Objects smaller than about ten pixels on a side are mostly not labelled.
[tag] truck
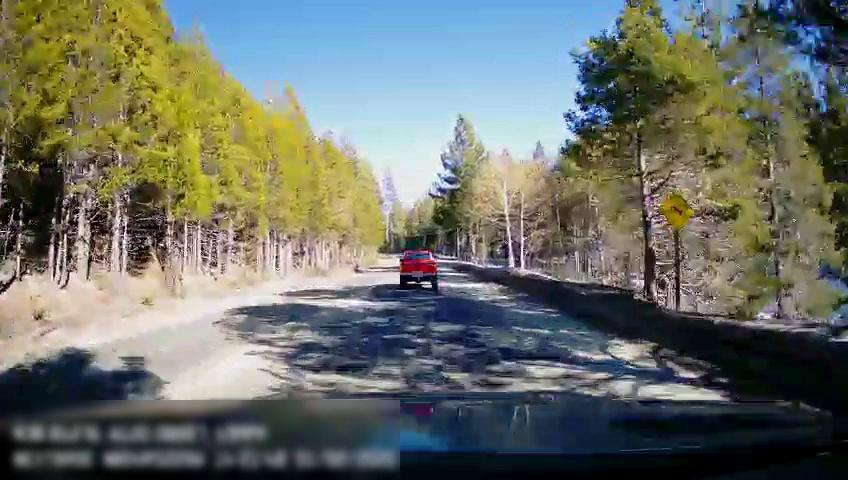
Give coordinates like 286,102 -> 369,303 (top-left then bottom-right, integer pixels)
399,248 -> 439,290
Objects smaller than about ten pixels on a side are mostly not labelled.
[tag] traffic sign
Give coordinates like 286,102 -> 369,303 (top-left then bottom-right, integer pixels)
657,188 -> 696,232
